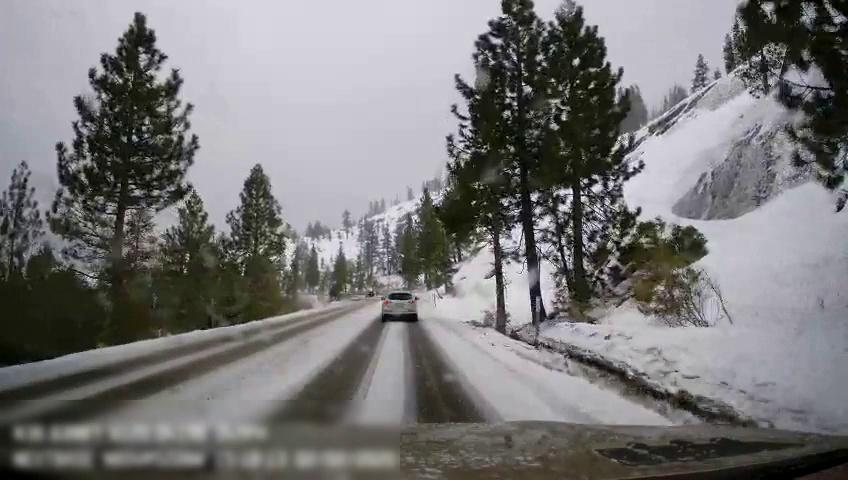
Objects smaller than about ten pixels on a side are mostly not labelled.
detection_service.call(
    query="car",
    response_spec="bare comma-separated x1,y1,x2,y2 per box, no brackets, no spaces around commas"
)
379,292,419,322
